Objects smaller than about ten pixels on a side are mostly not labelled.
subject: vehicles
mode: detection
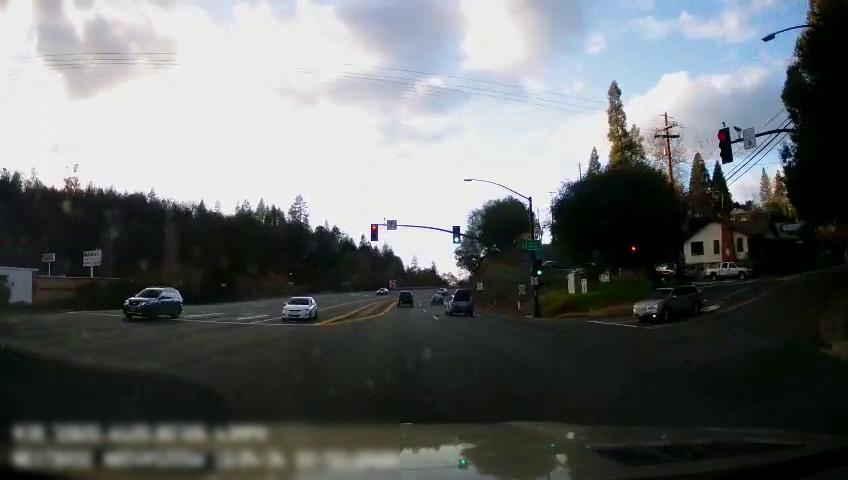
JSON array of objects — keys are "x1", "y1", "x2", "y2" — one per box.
[
  {"x1": 396, "y1": 291, "x2": 414, "y2": 308},
  {"x1": 281, "y1": 295, "x2": 319, "y2": 321},
  {"x1": 376, "y1": 287, "x2": 389, "y2": 296},
  {"x1": 436, "y1": 287, "x2": 449, "y2": 295},
  {"x1": 122, "y1": 286, "x2": 184, "y2": 319},
  {"x1": 444, "y1": 288, "x2": 473, "y2": 315},
  {"x1": 704, "y1": 260, "x2": 751, "y2": 281},
  {"x1": 631, "y1": 284, "x2": 704, "y2": 323},
  {"x1": 429, "y1": 294, "x2": 445, "y2": 306}
]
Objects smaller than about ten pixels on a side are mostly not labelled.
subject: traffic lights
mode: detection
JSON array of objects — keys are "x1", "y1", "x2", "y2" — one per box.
[
  {"x1": 716, "y1": 126, "x2": 734, "y2": 163},
  {"x1": 452, "y1": 224, "x2": 462, "y2": 245},
  {"x1": 537, "y1": 258, "x2": 543, "y2": 277},
  {"x1": 369, "y1": 223, "x2": 379, "y2": 242}
]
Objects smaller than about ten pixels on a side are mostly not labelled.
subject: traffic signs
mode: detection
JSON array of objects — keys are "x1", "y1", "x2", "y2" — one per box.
[
  {"x1": 742, "y1": 127, "x2": 756, "y2": 151},
  {"x1": 386, "y1": 220, "x2": 397, "y2": 231},
  {"x1": 475, "y1": 281, "x2": 484, "y2": 292},
  {"x1": 525, "y1": 239, "x2": 542, "y2": 251}
]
